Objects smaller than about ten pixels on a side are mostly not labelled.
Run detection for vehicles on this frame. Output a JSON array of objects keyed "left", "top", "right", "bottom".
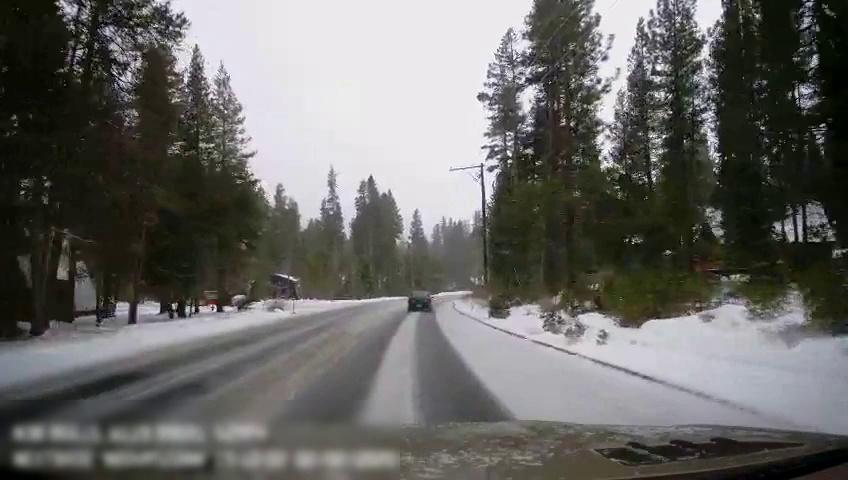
[
  {"left": 230, "top": 294, "right": 252, "bottom": 308},
  {"left": 406, "top": 290, "right": 434, "bottom": 312}
]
